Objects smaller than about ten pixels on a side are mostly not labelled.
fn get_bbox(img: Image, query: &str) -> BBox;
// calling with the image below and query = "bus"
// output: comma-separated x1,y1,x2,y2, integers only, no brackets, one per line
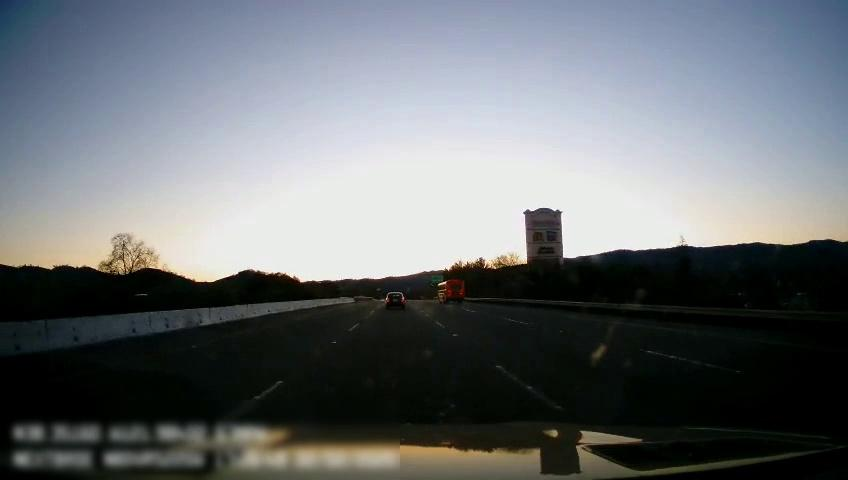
438,280,465,305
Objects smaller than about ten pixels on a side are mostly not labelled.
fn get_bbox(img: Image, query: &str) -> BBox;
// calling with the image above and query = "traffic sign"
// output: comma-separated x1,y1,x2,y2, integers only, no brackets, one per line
431,275,444,283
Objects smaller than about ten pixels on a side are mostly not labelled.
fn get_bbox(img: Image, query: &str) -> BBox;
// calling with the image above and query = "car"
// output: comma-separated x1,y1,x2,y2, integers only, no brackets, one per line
385,292,405,309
